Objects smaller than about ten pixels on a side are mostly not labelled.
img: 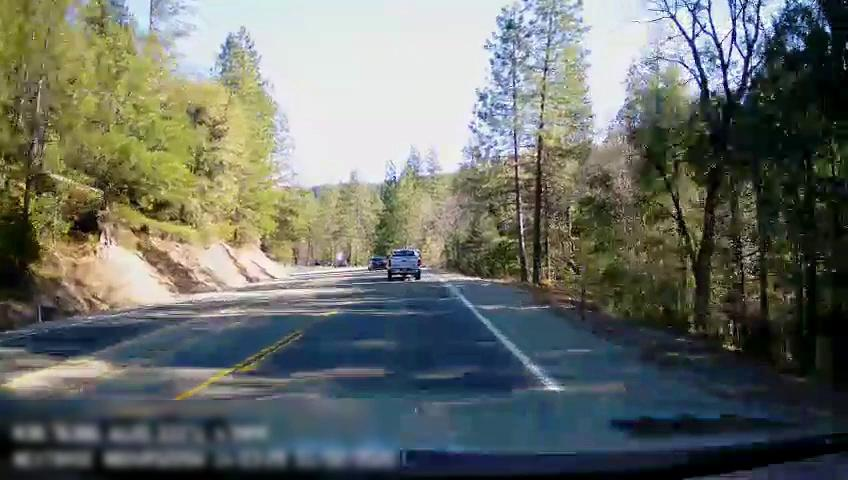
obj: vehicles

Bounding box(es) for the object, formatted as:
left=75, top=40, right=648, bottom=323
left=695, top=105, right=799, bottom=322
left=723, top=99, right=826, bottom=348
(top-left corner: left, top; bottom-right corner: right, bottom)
left=367, top=256, right=389, bottom=270
left=335, top=259, right=348, bottom=268
left=386, top=248, right=422, bottom=282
